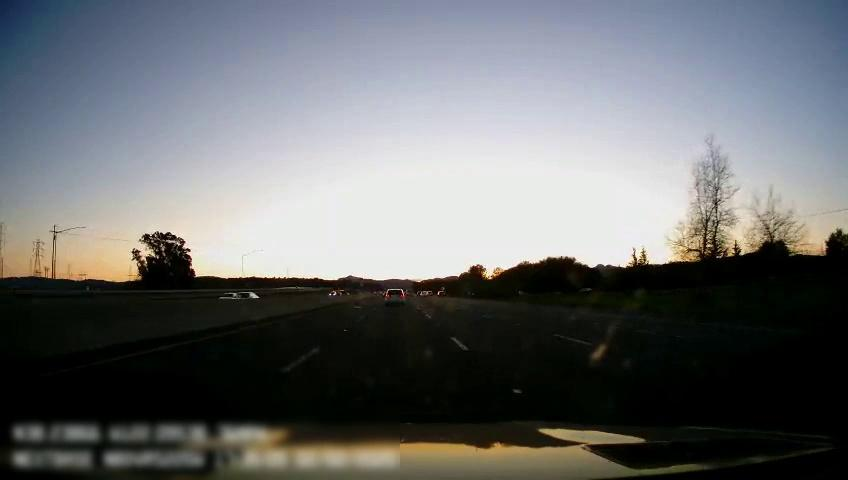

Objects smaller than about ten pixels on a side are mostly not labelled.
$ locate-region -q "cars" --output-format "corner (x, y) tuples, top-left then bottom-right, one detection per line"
(232, 291), (260, 300)
(218, 292), (237, 300)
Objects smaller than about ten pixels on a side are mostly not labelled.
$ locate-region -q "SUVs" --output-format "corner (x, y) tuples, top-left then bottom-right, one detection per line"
(384, 288), (406, 308)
